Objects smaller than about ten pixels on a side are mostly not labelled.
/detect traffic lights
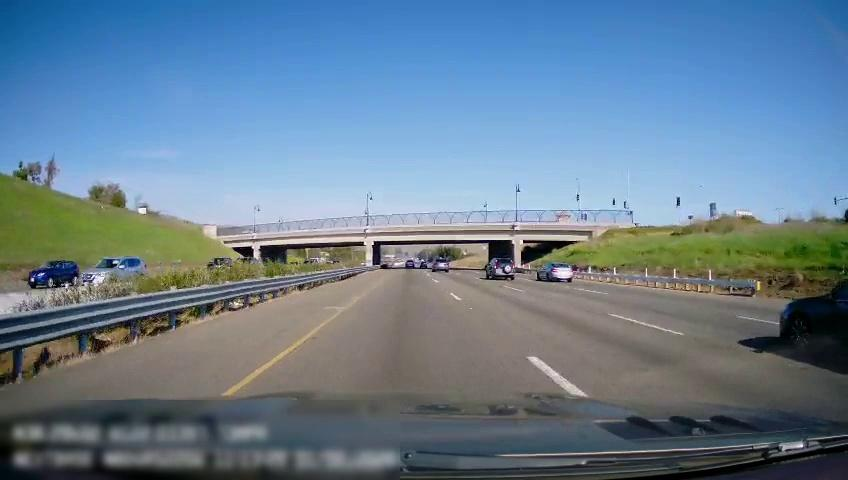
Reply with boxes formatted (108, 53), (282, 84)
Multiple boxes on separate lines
(675, 196), (681, 209)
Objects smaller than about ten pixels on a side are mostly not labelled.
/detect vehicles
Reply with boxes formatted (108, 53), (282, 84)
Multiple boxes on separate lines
(75, 255), (149, 289)
(777, 277), (848, 352)
(536, 261), (573, 283)
(309, 257), (327, 265)
(432, 258), (449, 272)
(27, 260), (81, 289)
(206, 257), (233, 270)
(234, 257), (262, 267)
(405, 259), (415, 269)
(303, 260), (316, 265)
(484, 257), (516, 281)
